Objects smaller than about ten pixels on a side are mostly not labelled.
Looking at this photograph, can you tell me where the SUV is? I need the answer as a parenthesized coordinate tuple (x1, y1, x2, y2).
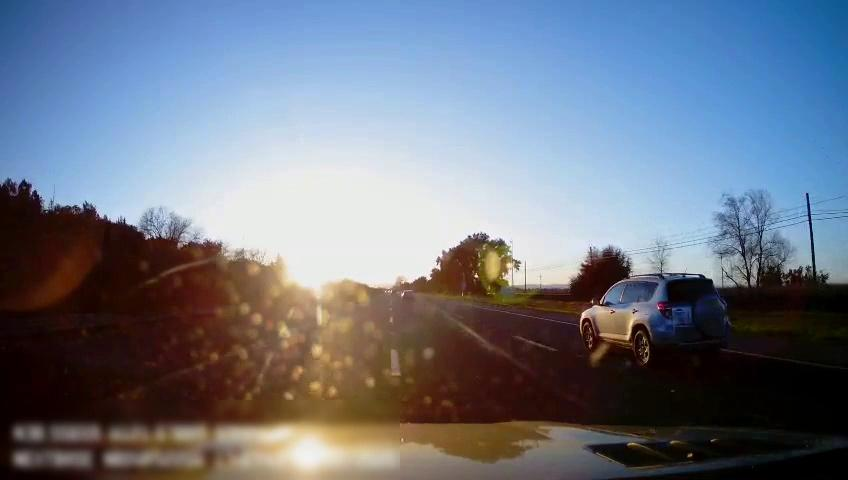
(579, 273, 733, 373)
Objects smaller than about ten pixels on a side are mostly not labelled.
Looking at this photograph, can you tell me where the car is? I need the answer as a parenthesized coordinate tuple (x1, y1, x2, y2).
(402, 289, 414, 299)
